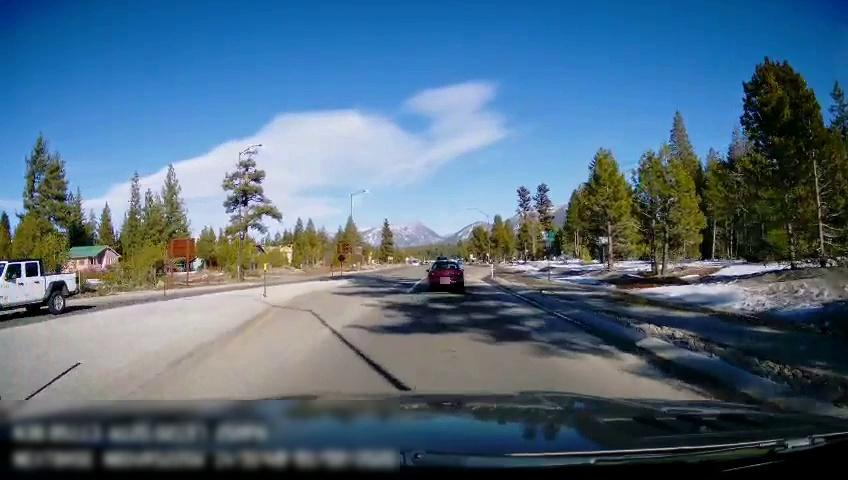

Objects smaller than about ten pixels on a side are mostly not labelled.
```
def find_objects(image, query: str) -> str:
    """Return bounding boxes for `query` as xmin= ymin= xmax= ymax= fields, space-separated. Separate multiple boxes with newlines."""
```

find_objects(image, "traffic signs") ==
xmin=543 ymin=231 xmax=555 ymax=241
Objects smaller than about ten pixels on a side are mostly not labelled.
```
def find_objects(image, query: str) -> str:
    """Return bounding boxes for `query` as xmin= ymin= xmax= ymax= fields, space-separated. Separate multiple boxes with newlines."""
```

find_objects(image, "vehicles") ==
xmin=434 ymin=257 xmax=450 ymax=263
xmin=0 ymin=260 xmax=80 ymax=317
xmin=426 ymin=262 xmax=465 ymax=291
